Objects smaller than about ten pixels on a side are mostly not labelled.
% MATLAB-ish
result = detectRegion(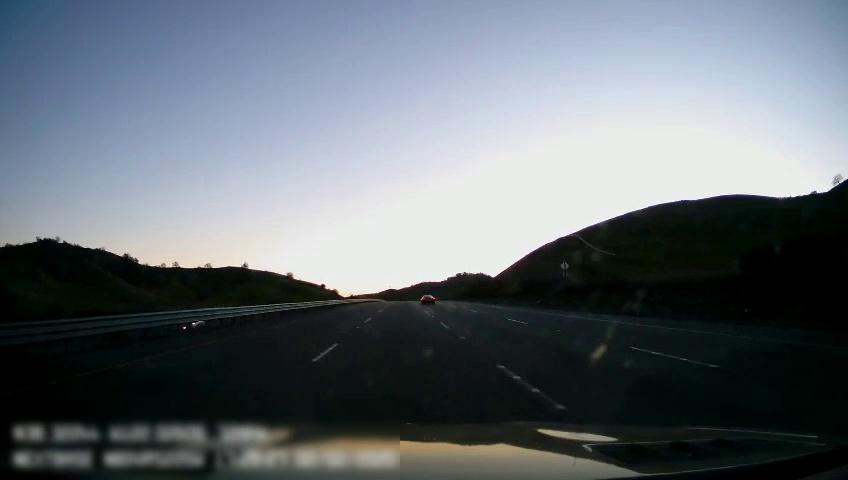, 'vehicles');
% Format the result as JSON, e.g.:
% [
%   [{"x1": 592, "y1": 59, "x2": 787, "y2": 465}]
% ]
[
  {"x1": 178, "y1": 320, "x2": 207, "y2": 334},
  {"x1": 421, "y1": 294, "x2": 436, "y2": 305}
]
